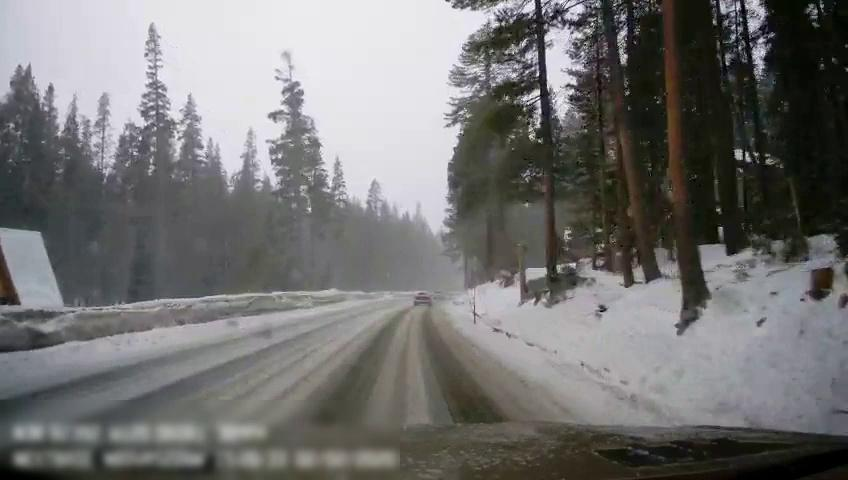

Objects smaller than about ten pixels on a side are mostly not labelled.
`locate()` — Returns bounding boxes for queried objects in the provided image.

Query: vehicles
[432,290,445,300]
[413,290,433,307]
